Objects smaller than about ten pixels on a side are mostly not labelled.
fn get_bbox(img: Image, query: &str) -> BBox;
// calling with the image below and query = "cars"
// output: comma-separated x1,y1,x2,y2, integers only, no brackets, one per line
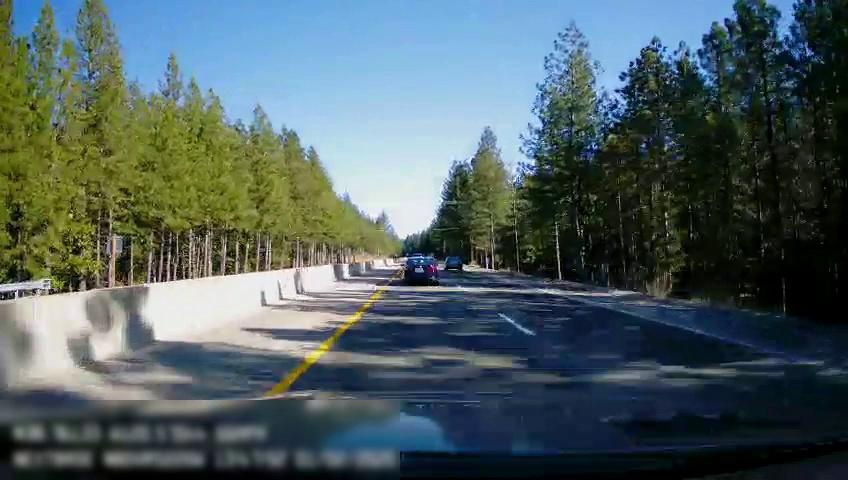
444,255,463,272
400,255,440,287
